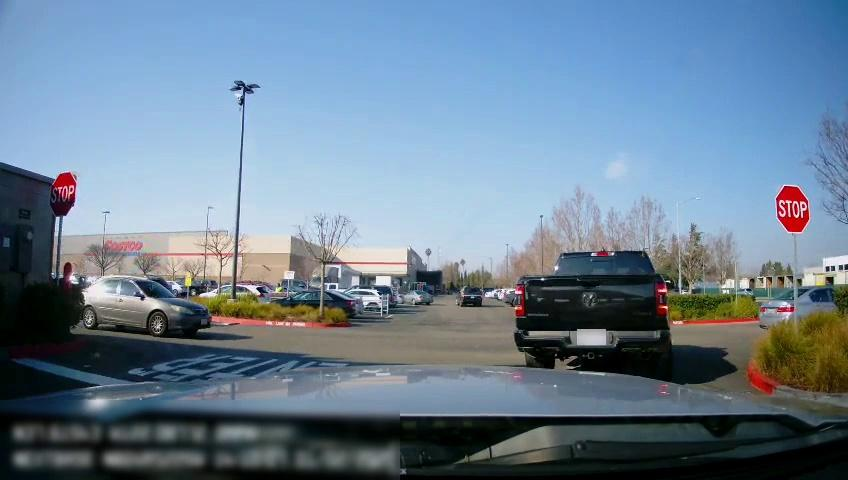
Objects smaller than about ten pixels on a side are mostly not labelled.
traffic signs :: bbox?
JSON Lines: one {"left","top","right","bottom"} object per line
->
{"left": 184, "top": 272, "right": 193, "bottom": 286}
{"left": 49, "top": 171, "right": 77, "bottom": 215}
{"left": 774, "top": 183, "right": 812, "bottom": 237}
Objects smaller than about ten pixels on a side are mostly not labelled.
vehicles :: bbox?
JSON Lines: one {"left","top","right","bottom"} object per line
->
{"left": 483, "top": 289, "right": 498, "bottom": 298}
{"left": 402, "top": 288, "right": 434, "bottom": 306}
{"left": 456, "top": 286, "right": 482, "bottom": 308}
{"left": 349, "top": 284, "right": 396, "bottom": 316}
{"left": 756, "top": 285, "right": 836, "bottom": 330}
{"left": 316, "top": 261, "right": 358, "bottom": 291}
{"left": 199, "top": 281, "right": 272, "bottom": 299}
{"left": 259, "top": 286, "right": 361, "bottom": 320}
{"left": 344, "top": 294, "right": 367, "bottom": 320}
{"left": 317, "top": 281, "right": 338, "bottom": 291}
{"left": 505, "top": 288, "right": 515, "bottom": 310}
{"left": 328, "top": 289, "right": 384, "bottom": 319}
{"left": 50, "top": 272, "right": 102, "bottom": 297}
{"left": 80, "top": 275, "right": 211, "bottom": 339}
{"left": 494, "top": 288, "right": 515, "bottom": 302}
{"left": 165, "top": 278, "right": 193, "bottom": 297}
{"left": 513, "top": 247, "right": 676, "bottom": 375}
